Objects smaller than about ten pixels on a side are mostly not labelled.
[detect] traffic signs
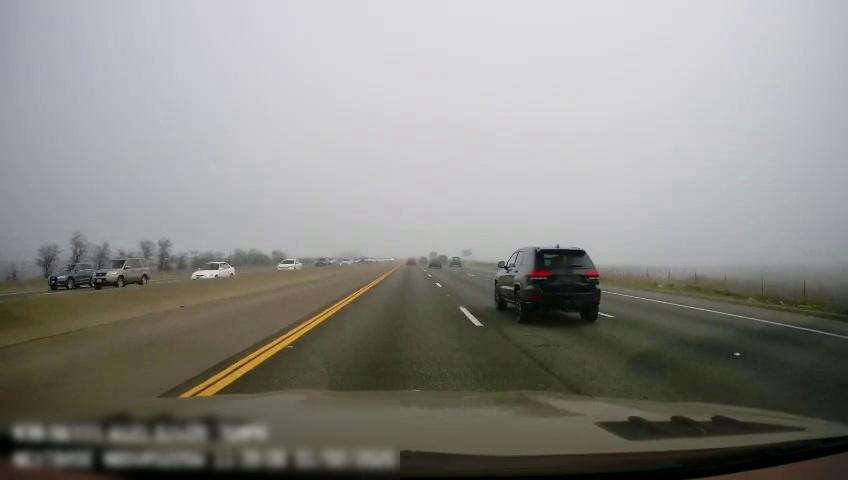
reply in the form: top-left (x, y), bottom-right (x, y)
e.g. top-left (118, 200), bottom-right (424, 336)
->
top-left (460, 249), bottom-right (473, 257)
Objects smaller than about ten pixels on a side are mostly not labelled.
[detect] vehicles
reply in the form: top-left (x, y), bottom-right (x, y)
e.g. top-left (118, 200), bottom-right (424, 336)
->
top-left (493, 243), bottom-right (603, 324)
top-left (338, 257), bottom-right (355, 267)
top-left (91, 256), bottom-right (153, 291)
top-left (46, 261), bottom-right (99, 292)
top-left (437, 255), bottom-right (448, 264)
top-left (276, 258), bottom-right (304, 272)
top-left (427, 257), bottom-right (443, 269)
top-left (406, 257), bottom-right (417, 266)
top-left (448, 256), bottom-right (463, 268)
top-left (313, 257), bottom-right (330, 267)
top-left (190, 261), bottom-right (237, 281)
